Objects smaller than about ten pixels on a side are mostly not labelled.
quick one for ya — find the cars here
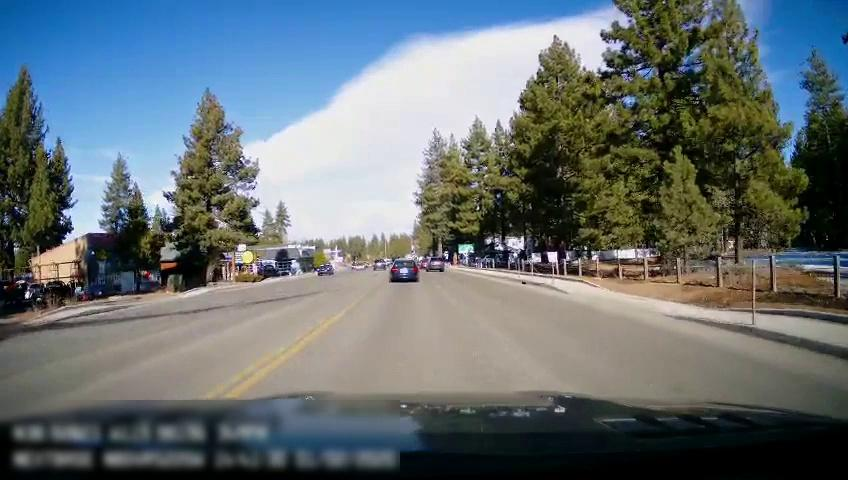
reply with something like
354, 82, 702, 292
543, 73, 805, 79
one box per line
389, 258, 419, 282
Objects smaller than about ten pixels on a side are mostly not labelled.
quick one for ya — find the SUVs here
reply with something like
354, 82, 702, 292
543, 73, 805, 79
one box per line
424, 256, 446, 273
317, 263, 335, 277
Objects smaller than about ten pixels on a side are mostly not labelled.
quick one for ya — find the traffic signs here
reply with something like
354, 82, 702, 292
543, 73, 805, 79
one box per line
458, 243, 475, 254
